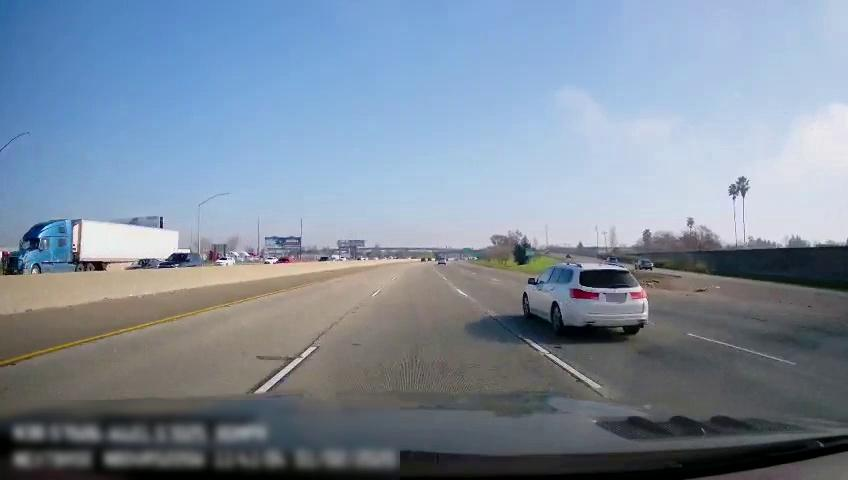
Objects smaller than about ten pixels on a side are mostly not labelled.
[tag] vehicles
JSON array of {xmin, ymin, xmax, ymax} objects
[
  {"xmin": 264, "ymin": 256, "xmax": 279, "ymax": 265},
  {"xmin": 124, "ymin": 257, "xmax": 163, "ymax": 271},
  {"xmin": 607, "ymin": 256, "xmax": 617, "ymax": 264},
  {"xmin": 521, "ymin": 263, "xmax": 649, "ymax": 336},
  {"xmin": 158, "ymin": 251, "xmax": 204, "ymax": 270},
  {"xmin": 317, "ymin": 255, "xmax": 336, "ymax": 263},
  {"xmin": 637, "ymin": 260, "xmax": 653, "ymax": 271},
  {"xmin": 215, "ymin": 256, "xmax": 236, "ymax": 266},
  {"xmin": 4, "ymin": 218, "xmax": 180, "ymax": 276},
  {"xmin": 274, "ymin": 256, "xmax": 298, "ymax": 265}
]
